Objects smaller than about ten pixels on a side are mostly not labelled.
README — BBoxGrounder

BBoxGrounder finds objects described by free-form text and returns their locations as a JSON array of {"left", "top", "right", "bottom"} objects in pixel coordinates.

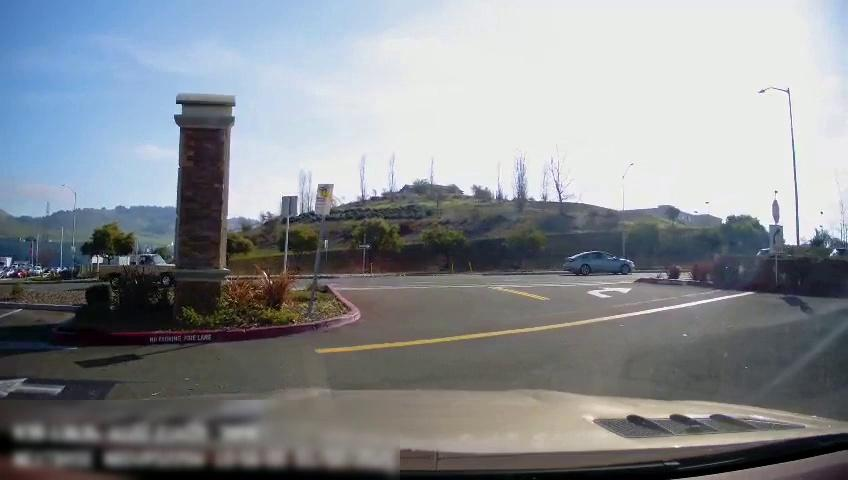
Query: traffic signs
[
  {"left": 768, "top": 223, "right": 785, "bottom": 256},
  {"left": 770, "top": 199, "right": 784, "bottom": 225}
]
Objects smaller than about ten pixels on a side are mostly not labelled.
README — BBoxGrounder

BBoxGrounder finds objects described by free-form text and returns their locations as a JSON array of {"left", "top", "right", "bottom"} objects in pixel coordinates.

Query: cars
[{"left": 565, "top": 251, "right": 635, "bottom": 276}]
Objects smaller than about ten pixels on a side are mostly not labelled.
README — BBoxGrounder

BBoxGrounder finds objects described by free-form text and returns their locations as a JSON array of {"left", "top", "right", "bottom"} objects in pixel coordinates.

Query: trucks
[{"left": 97, "top": 253, "right": 177, "bottom": 289}]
